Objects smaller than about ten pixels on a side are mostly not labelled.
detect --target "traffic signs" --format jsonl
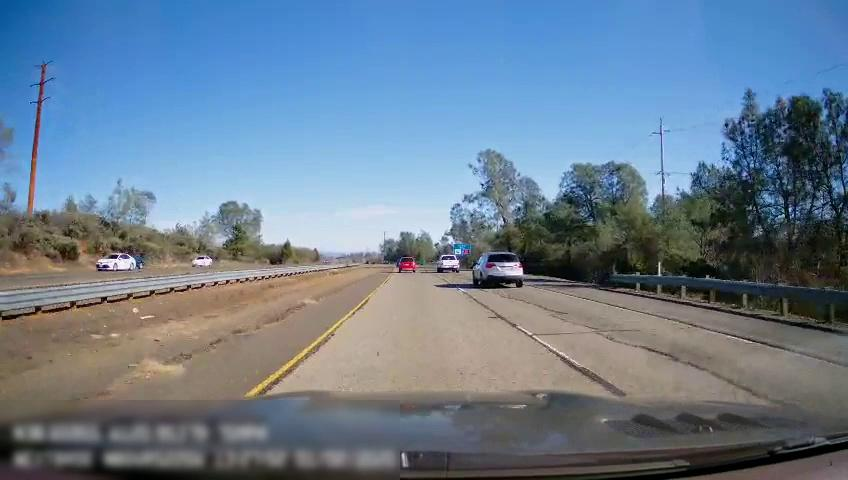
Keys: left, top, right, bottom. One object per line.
{"left": 452, "top": 244, "right": 471, "bottom": 258}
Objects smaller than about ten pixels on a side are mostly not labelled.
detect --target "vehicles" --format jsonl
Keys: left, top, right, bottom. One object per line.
{"left": 130, "top": 256, "right": 144, "bottom": 270}
{"left": 472, "top": 251, "right": 526, "bottom": 290}
{"left": 398, "top": 256, "right": 417, "bottom": 273}
{"left": 95, "top": 252, "right": 137, "bottom": 272}
{"left": 436, "top": 254, "right": 459, "bottom": 273}
{"left": 191, "top": 256, "right": 212, "bottom": 268}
